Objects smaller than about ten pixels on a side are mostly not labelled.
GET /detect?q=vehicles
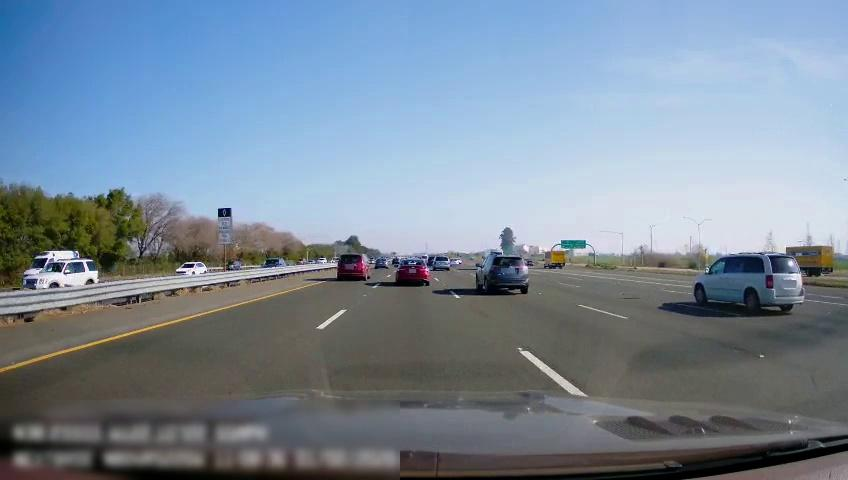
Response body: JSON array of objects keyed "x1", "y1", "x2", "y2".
[
  {"x1": 336, "y1": 253, "x2": 371, "y2": 281},
  {"x1": 23, "y1": 258, "x2": 101, "y2": 292},
  {"x1": 173, "y1": 262, "x2": 208, "y2": 277},
  {"x1": 427, "y1": 256, "x2": 435, "y2": 267},
  {"x1": 482, "y1": 248, "x2": 504, "y2": 263},
  {"x1": 316, "y1": 256, "x2": 329, "y2": 265},
  {"x1": 394, "y1": 258, "x2": 431, "y2": 287},
  {"x1": 23, "y1": 249, "x2": 82, "y2": 279},
  {"x1": 541, "y1": 250, "x2": 567, "y2": 270},
  {"x1": 432, "y1": 255, "x2": 451, "y2": 272},
  {"x1": 449, "y1": 258, "x2": 460, "y2": 268},
  {"x1": 474, "y1": 253, "x2": 530, "y2": 295},
  {"x1": 374, "y1": 258, "x2": 389, "y2": 270},
  {"x1": 295, "y1": 256, "x2": 308, "y2": 266},
  {"x1": 693, "y1": 251, "x2": 805, "y2": 313},
  {"x1": 261, "y1": 256, "x2": 289, "y2": 269},
  {"x1": 225, "y1": 259, "x2": 242, "y2": 272},
  {"x1": 785, "y1": 245, "x2": 834, "y2": 278}
]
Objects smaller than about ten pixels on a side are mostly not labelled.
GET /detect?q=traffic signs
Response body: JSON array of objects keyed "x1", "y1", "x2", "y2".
[
  {"x1": 216, "y1": 207, "x2": 232, "y2": 244},
  {"x1": 560, "y1": 239, "x2": 587, "y2": 250}
]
